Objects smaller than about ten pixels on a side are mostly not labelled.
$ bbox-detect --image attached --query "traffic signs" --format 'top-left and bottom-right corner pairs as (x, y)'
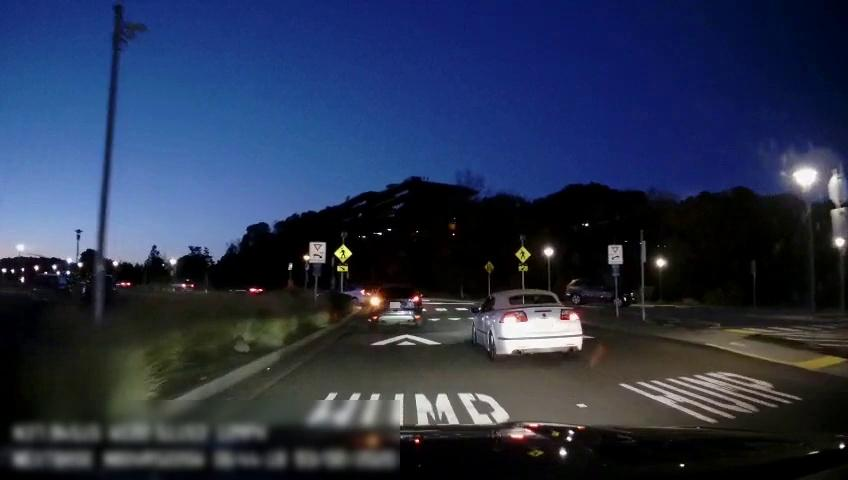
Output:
(607, 244), (624, 265)
(514, 245), (532, 264)
(308, 241), (327, 265)
(517, 265), (529, 272)
(333, 243), (353, 264)
(483, 260), (495, 275)
(337, 265), (349, 272)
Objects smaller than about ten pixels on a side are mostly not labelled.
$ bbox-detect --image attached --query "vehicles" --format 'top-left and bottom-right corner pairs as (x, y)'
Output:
(114, 281), (132, 290)
(316, 285), (371, 306)
(228, 284), (263, 295)
(369, 285), (423, 328)
(469, 288), (584, 363)
(565, 278), (636, 307)
(83, 274), (117, 297)
(32, 273), (72, 297)
(172, 278), (195, 289)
